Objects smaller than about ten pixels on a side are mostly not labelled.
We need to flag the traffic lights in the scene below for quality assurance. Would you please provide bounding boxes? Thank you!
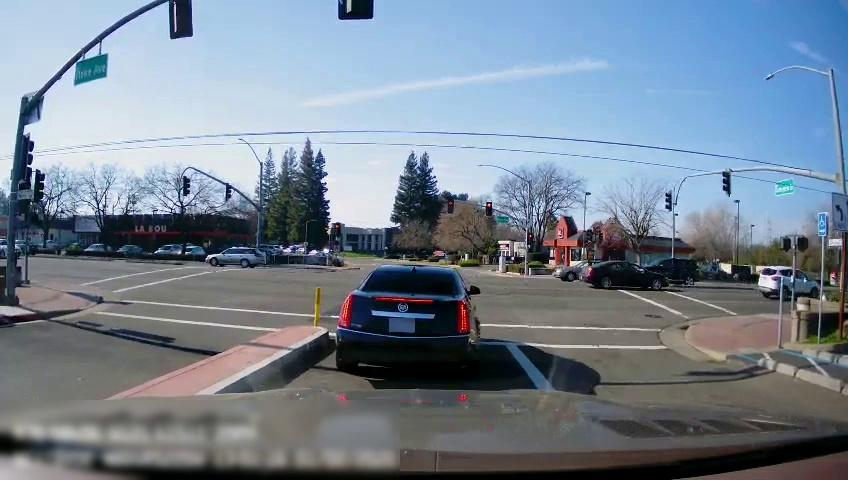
[796,237,809,250]
[777,238,791,251]
[15,135,34,177]
[182,175,191,196]
[337,0,374,20]
[527,231,534,244]
[169,0,193,40]
[33,169,45,203]
[586,231,593,244]
[721,171,731,198]
[448,199,455,213]
[20,169,32,203]
[664,191,673,212]
[225,184,233,201]
[31,216,42,225]
[486,202,493,216]
[335,224,341,236]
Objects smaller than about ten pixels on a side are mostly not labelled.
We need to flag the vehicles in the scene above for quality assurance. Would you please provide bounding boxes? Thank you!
[178,246,205,257]
[206,247,265,268]
[553,262,602,281]
[640,257,701,285]
[583,261,670,291]
[154,245,184,256]
[82,243,110,253]
[335,265,481,374]
[758,266,820,299]
[0,239,21,259]
[116,245,141,255]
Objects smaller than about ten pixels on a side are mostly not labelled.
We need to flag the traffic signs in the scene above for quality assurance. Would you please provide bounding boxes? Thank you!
[775,179,795,197]
[816,214,829,238]
[73,53,108,87]
[831,192,848,231]
[498,216,510,223]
